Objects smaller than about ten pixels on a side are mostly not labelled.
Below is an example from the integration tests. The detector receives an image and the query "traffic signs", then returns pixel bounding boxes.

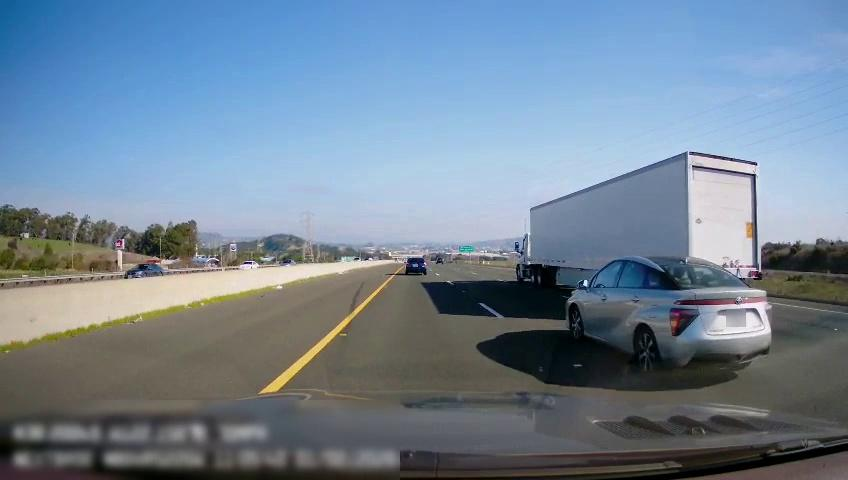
[458,245,475,253]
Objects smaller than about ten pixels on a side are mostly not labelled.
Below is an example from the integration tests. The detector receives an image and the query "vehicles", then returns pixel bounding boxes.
[565,256,773,380]
[238,260,260,271]
[123,263,165,280]
[404,257,428,276]
[278,258,297,268]
[514,150,763,288]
